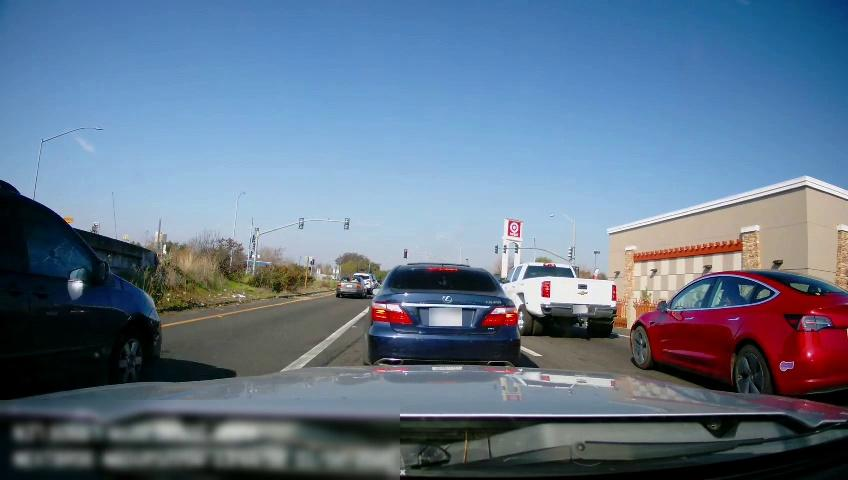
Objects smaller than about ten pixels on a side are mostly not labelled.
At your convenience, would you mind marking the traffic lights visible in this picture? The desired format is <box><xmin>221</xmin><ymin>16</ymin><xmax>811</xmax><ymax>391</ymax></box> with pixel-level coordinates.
<box><xmin>297</xmin><ymin>217</ymin><xmax>305</xmax><ymax>230</ymax></box>
<box><xmin>494</xmin><ymin>244</ymin><xmax>499</xmax><ymax>255</ymax></box>
<box><xmin>403</xmin><ymin>248</ymin><xmax>408</xmax><ymax>260</ymax></box>
<box><xmin>502</xmin><ymin>243</ymin><xmax>507</xmax><ymax>255</ymax></box>
<box><xmin>567</xmin><ymin>247</ymin><xmax>573</xmax><ymax>261</ymax></box>
<box><xmin>343</xmin><ymin>217</ymin><xmax>350</xmax><ymax>231</ymax></box>
<box><xmin>513</xmin><ymin>242</ymin><xmax>519</xmax><ymax>256</ymax></box>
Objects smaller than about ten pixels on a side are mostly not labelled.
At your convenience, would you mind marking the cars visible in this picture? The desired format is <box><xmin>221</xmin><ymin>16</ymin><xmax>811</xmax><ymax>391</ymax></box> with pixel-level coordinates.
<box><xmin>628</xmin><ymin>267</ymin><xmax>848</xmax><ymax>408</ymax></box>
<box><xmin>361</xmin><ymin>262</ymin><xmax>522</xmax><ymax>367</ymax></box>
<box><xmin>336</xmin><ymin>274</ymin><xmax>370</xmax><ymax>300</ymax></box>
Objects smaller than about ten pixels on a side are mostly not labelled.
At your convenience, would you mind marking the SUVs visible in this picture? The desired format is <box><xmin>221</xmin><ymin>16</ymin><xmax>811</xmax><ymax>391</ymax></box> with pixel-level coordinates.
<box><xmin>0</xmin><ymin>179</ymin><xmax>162</xmax><ymax>402</ymax></box>
<box><xmin>353</xmin><ymin>272</ymin><xmax>376</xmax><ymax>296</ymax></box>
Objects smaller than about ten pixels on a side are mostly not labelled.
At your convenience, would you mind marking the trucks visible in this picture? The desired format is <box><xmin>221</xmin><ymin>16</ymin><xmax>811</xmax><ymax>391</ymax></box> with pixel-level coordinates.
<box><xmin>492</xmin><ymin>262</ymin><xmax>618</xmax><ymax>337</ymax></box>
